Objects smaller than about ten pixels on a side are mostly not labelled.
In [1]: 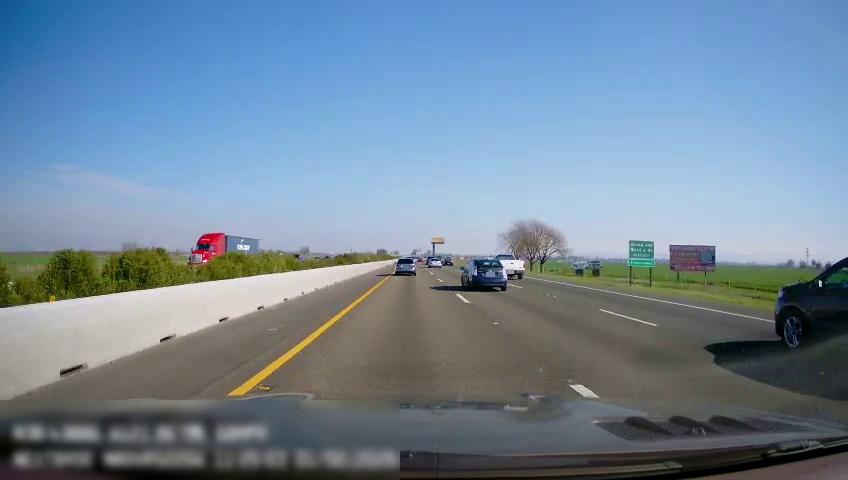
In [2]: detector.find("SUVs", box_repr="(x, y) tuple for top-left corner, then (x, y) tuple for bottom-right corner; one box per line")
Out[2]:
(773, 256), (848, 352)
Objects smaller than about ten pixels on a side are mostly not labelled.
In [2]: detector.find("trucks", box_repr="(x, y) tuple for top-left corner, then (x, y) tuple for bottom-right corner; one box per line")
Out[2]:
(187, 232), (262, 267)
(495, 254), (524, 280)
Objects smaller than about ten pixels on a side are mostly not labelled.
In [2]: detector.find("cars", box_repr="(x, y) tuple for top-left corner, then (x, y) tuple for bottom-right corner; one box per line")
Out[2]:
(428, 257), (443, 269)
(394, 257), (416, 276)
(459, 258), (507, 292)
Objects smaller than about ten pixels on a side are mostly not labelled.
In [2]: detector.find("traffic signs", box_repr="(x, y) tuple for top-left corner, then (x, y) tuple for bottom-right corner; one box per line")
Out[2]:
(628, 240), (655, 268)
